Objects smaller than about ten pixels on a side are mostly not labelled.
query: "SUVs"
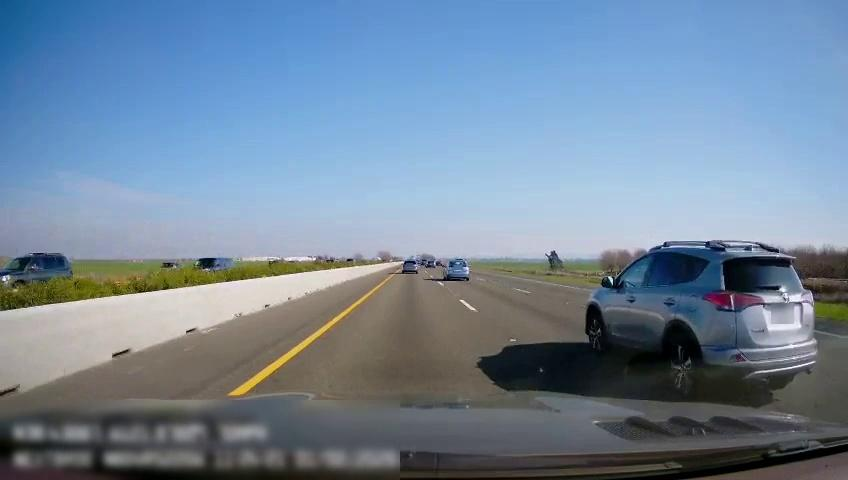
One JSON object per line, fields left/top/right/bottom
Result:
{"left": 0, "top": 254, "right": 72, "bottom": 289}
{"left": 584, "top": 240, "right": 819, "bottom": 403}
{"left": 443, "top": 258, "right": 470, "bottom": 282}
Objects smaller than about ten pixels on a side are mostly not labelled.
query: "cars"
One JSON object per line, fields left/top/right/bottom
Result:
{"left": 401, "top": 259, "right": 419, "bottom": 274}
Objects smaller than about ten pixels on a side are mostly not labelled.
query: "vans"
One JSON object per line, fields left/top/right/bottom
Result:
{"left": 191, "top": 257, "right": 235, "bottom": 273}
